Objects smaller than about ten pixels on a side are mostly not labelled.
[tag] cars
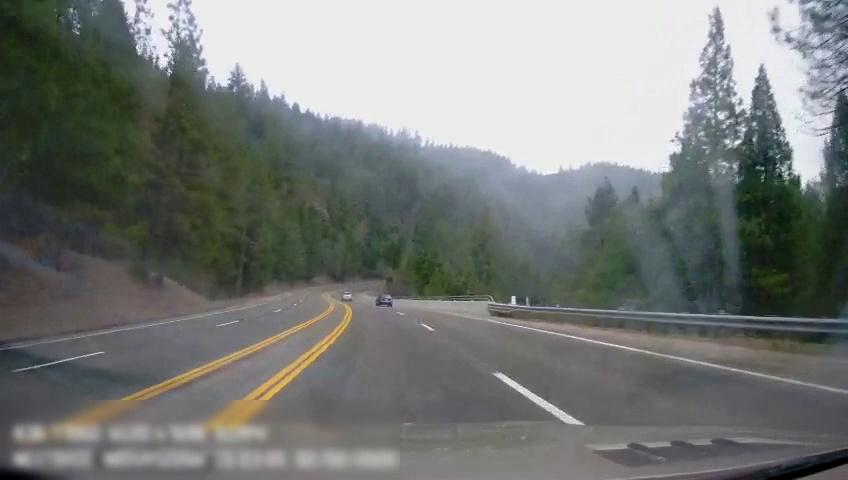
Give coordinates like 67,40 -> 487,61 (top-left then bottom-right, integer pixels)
375,295 -> 393,307
341,291 -> 353,302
